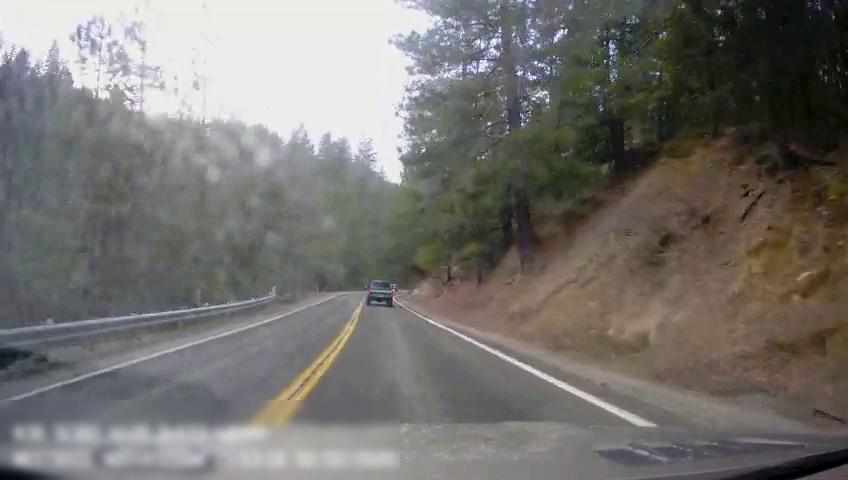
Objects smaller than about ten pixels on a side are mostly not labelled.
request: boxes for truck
[366,280,394,307]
